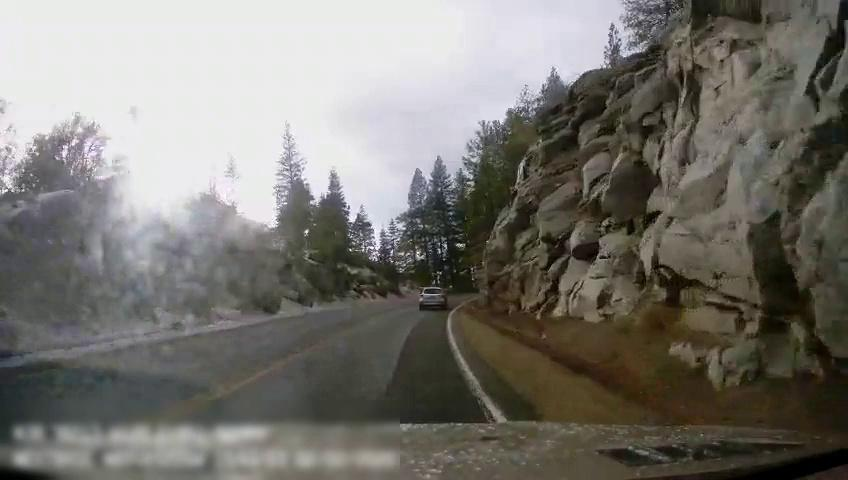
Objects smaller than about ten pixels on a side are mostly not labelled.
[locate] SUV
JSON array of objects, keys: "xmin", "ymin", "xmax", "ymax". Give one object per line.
[{"xmin": 418, "ymin": 286, "xmax": 449, "ymax": 310}]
